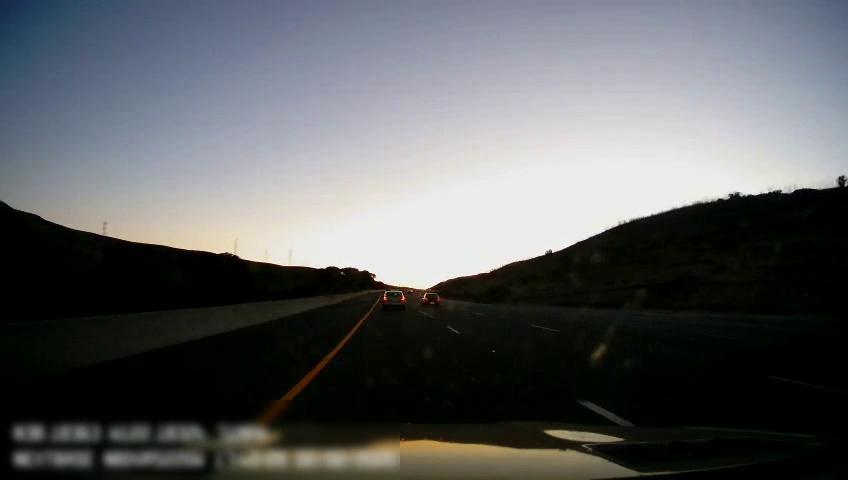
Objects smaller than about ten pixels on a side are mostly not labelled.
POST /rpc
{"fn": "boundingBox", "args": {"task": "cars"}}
[382,290,405,310]
[421,292,440,306]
